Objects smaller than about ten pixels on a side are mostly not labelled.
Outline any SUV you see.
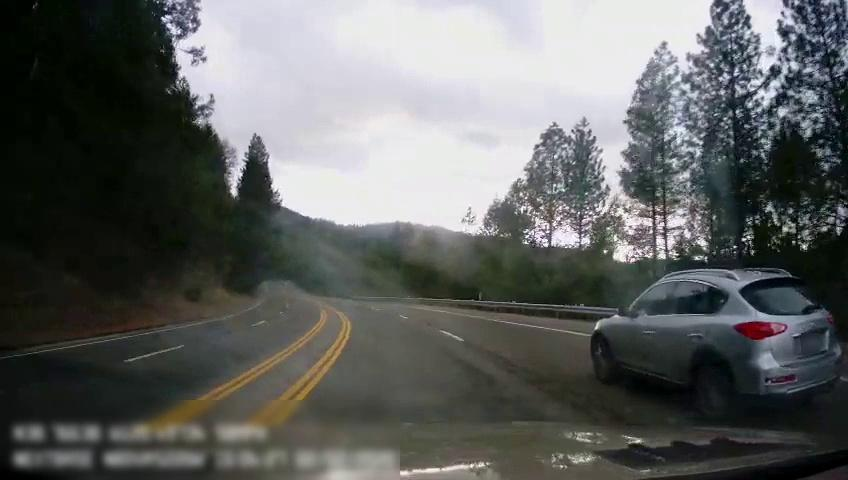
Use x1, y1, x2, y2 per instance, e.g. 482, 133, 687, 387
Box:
588, 268, 843, 424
